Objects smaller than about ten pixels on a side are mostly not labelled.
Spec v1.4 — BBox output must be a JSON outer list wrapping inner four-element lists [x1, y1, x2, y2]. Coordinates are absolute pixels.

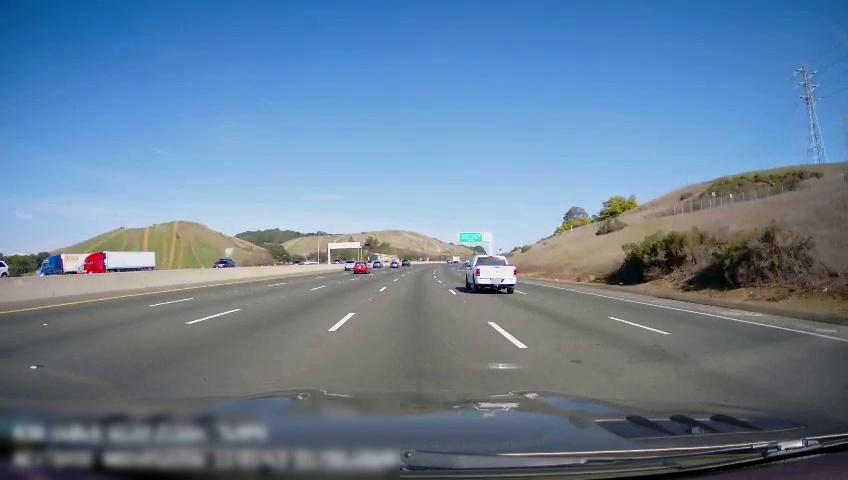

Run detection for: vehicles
[[353, 261, 368, 274], [213, 258, 236, 269], [40, 253, 91, 276], [372, 260, 384, 269], [465, 254, 517, 294], [292, 260, 305, 265], [0, 259, 11, 280], [343, 259, 355, 272], [82, 251, 156, 275]]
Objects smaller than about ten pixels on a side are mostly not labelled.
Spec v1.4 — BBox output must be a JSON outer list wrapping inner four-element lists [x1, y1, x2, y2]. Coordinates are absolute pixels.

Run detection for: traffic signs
[[459, 232, 483, 243]]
